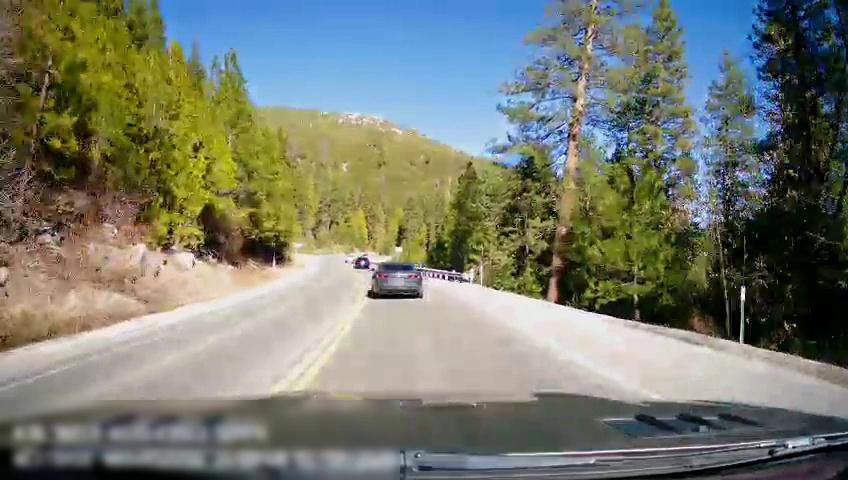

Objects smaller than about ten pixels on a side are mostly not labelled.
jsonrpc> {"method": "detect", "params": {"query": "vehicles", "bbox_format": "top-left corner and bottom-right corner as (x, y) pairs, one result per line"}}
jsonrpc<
(369, 262), (422, 299)
(344, 255), (358, 264)
(354, 255), (370, 269)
